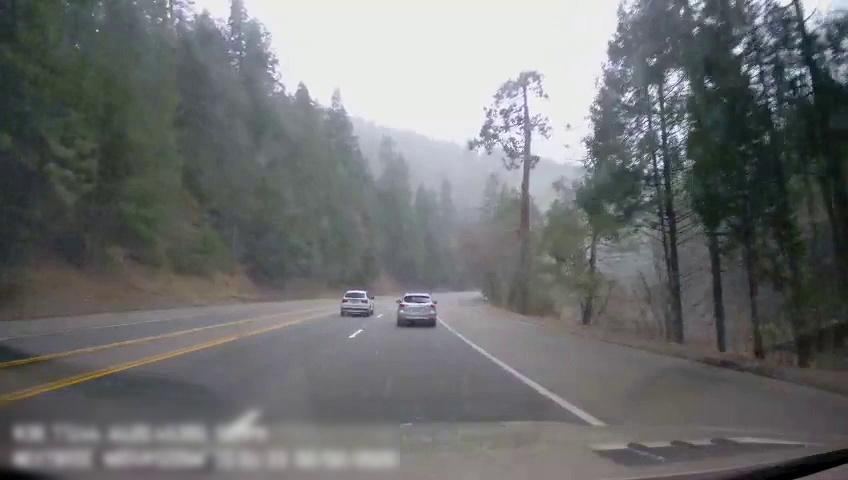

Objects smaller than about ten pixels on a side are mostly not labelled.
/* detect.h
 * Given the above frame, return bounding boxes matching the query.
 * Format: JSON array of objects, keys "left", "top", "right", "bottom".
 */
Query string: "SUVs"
[
  {"left": 396, "top": 293, "right": 438, "bottom": 327},
  {"left": 341, "top": 290, "right": 374, "bottom": 316}
]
